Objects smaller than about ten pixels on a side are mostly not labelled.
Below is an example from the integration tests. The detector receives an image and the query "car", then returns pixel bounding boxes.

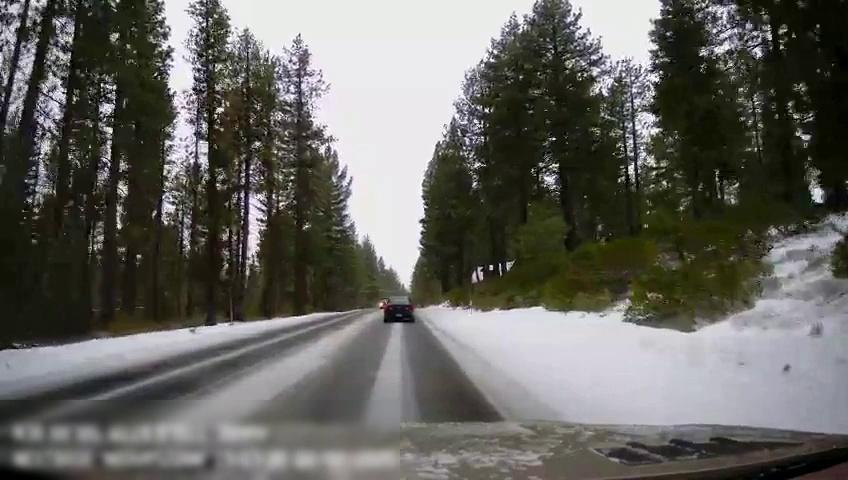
[383,296,415,323]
